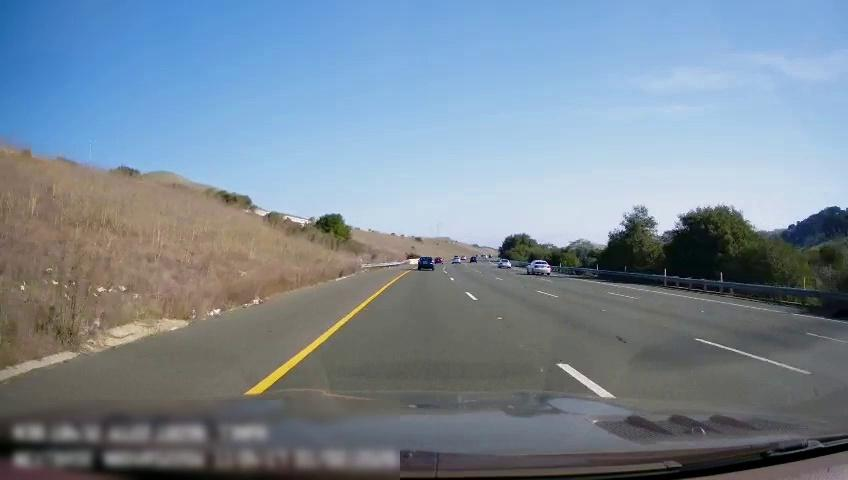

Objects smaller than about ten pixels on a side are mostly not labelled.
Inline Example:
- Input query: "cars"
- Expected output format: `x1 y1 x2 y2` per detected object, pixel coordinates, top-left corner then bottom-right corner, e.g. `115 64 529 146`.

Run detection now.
498 258 512 269
450 255 462 265
417 256 435 271
526 260 551 275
